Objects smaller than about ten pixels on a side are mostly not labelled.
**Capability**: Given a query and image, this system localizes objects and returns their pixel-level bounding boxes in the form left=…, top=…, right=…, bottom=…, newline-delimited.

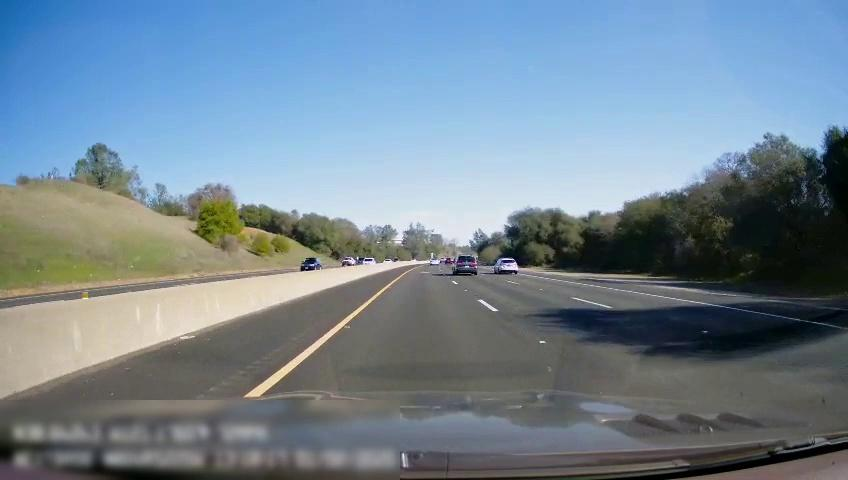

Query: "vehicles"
left=341, top=256, right=357, bottom=266
left=361, top=257, right=377, bottom=265
left=494, top=257, right=518, bottom=274
left=300, top=257, right=322, bottom=272
left=429, top=258, right=440, bottom=266
left=452, top=254, right=478, bottom=276
left=356, top=258, right=364, bottom=265
left=383, top=259, right=393, bottom=264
